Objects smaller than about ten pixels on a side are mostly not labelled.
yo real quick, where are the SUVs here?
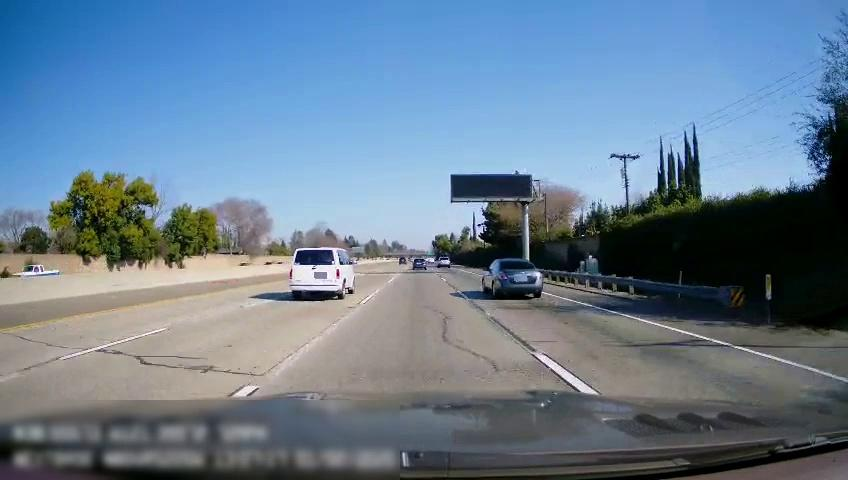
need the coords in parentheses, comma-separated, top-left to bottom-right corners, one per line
(437, 256, 451, 268)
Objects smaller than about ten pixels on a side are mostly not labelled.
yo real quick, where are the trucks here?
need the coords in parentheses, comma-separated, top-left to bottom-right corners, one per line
(9, 264, 60, 278)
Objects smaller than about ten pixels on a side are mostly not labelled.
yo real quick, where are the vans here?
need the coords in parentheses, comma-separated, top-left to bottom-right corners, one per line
(288, 247, 357, 299)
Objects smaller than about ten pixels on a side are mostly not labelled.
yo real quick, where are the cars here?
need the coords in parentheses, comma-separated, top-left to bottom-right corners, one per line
(480, 258, 545, 299)
(412, 257, 427, 270)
